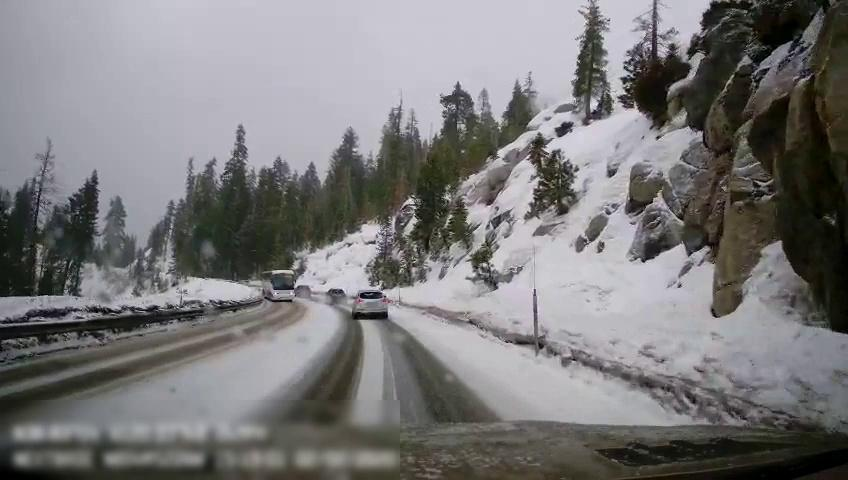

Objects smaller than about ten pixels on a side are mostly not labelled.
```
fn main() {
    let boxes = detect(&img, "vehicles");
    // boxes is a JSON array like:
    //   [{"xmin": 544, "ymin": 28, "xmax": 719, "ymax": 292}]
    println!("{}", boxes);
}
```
[
  {"xmin": 325, "ymin": 288, "xmax": 347, "ymax": 305},
  {"xmin": 261, "ymin": 269, "xmax": 296, "ymax": 303},
  {"xmin": 295, "ymin": 284, "xmax": 311, "ymax": 298},
  {"xmin": 351, "ymin": 289, "xmax": 388, "ymax": 319}
]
